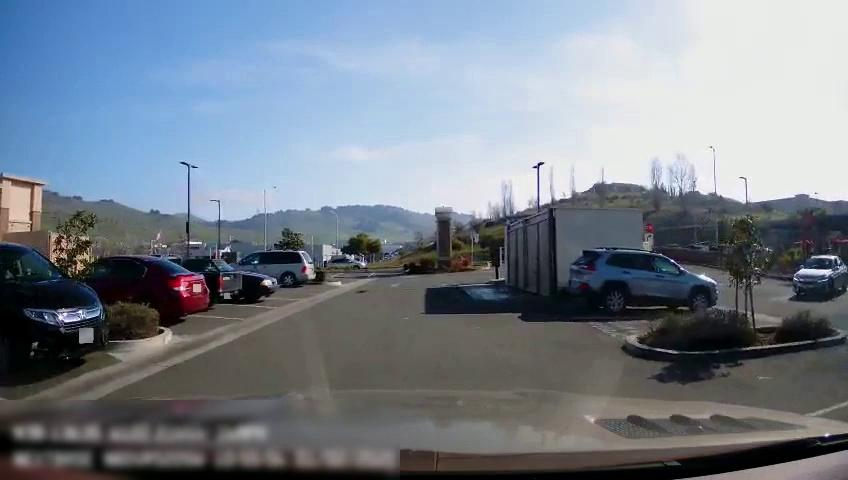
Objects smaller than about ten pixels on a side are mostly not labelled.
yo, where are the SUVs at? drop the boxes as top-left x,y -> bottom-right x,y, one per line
326,256 -> 368,270
0,242 -> 108,365
567,247 -> 720,316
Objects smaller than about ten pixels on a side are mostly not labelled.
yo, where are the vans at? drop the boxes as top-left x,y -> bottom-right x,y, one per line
234,249 -> 318,288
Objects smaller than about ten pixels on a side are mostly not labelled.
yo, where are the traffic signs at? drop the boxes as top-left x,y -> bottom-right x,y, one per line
644,232 -> 654,246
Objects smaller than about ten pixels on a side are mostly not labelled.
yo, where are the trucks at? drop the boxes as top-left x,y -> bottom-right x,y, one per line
165,256 -> 243,303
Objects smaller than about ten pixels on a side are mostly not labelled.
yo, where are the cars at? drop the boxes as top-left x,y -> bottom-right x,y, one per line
185,255 -> 278,299
82,253 -> 211,319
793,254 -> 848,297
